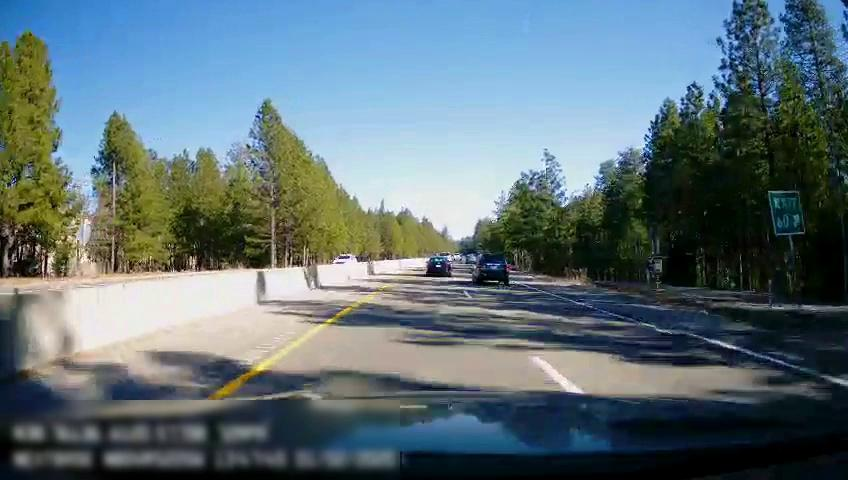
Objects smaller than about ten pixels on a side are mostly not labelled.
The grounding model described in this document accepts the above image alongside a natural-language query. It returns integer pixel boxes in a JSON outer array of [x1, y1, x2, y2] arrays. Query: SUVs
[[472, 256, 510, 285]]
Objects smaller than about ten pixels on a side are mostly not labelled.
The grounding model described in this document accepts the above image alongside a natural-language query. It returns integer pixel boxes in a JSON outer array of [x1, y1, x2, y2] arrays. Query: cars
[[334, 253, 356, 265], [425, 256, 451, 278]]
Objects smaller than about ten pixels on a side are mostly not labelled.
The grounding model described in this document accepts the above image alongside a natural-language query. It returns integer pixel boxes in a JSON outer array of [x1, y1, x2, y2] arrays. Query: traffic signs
[[767, 189, 807, 235]]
